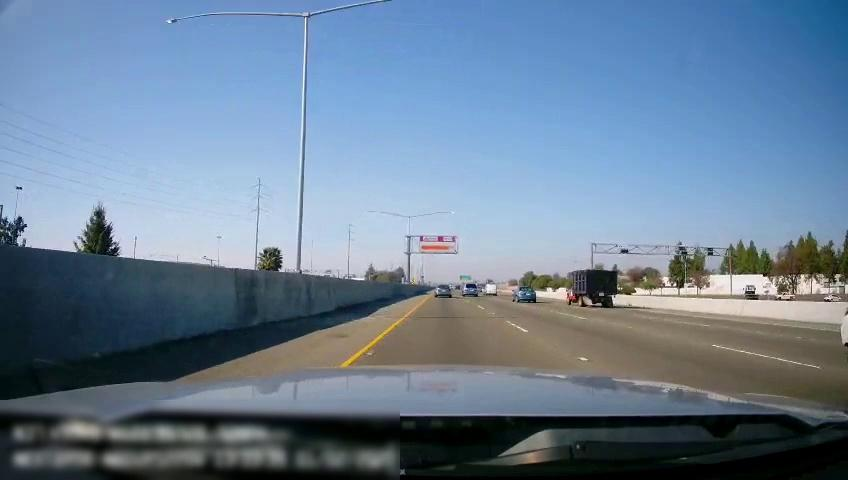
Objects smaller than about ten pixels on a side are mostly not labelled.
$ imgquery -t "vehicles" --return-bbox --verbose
[512,286,537,304]
[461,283,478,297]
[566,269,619,308]
[483,284,497,296]
[434,284,452,298]
[839,309,848,347]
